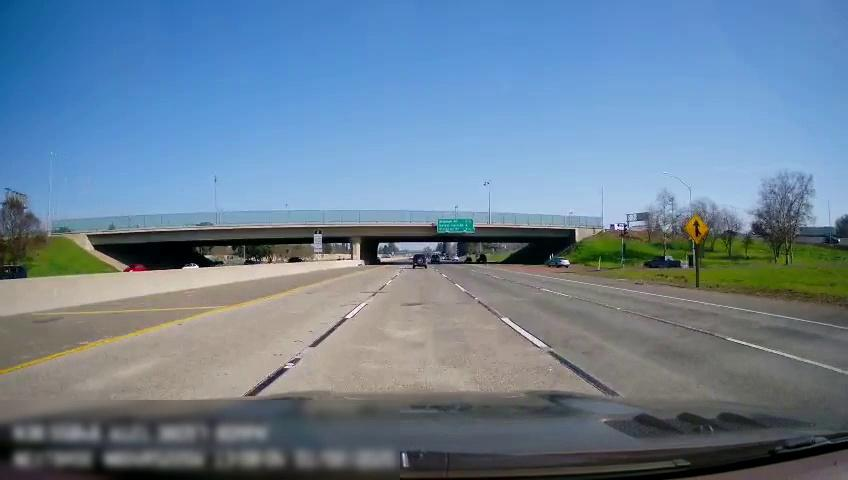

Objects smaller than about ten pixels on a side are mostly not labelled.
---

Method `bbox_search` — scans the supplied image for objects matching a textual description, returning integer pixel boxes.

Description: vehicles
[545,256,570,268]
[476,253,487,263]
[122,264,145,272]
[182,262,200,269]
[0,265,29,280]
[413,253,427,268]
[430,254,441,264]
[642,254,691,269]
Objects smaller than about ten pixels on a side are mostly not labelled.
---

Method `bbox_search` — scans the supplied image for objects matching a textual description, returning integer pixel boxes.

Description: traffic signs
[680,214,710,245]
[436,217,475,234]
